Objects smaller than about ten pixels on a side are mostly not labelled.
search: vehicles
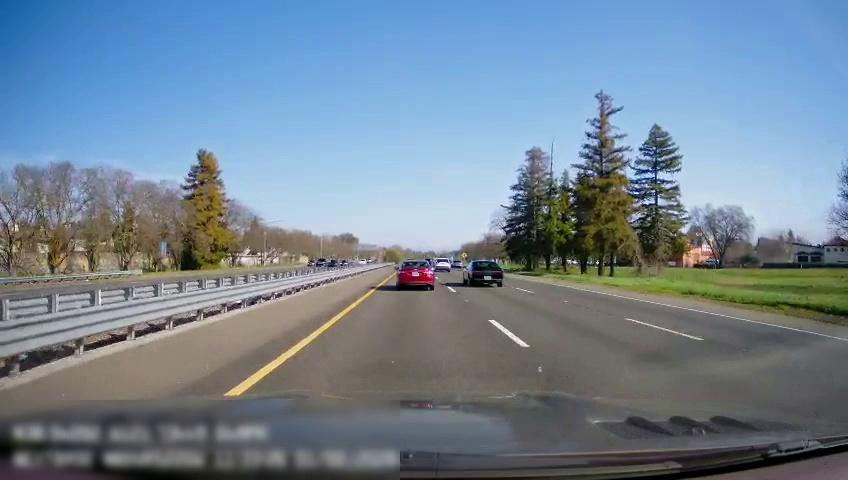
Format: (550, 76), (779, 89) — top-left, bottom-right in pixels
(461, 259), (505, 288)
(394, 260), (436, 291)
(316, 258), (329, 267)
(432, 256), (451, 272)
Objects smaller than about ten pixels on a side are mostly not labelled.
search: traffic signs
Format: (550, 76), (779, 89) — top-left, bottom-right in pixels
(159, 239), (168, 256)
